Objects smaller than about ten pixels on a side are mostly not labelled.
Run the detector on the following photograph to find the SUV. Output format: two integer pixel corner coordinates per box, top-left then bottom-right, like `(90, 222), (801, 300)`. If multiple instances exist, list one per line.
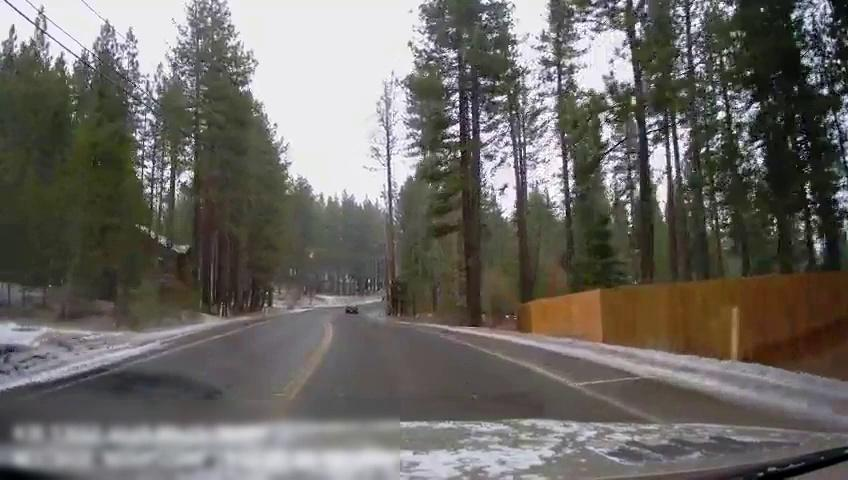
(343, 303), (359, 314)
